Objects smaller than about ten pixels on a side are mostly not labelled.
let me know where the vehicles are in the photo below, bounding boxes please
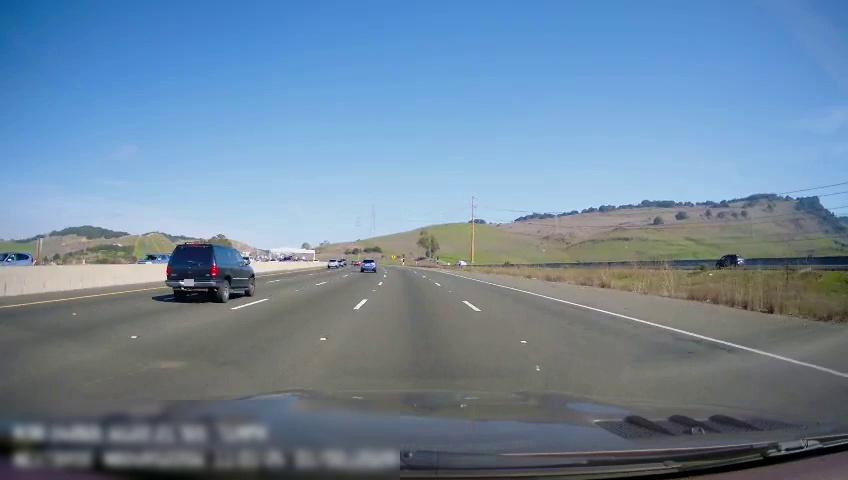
[715,254,745,270]
[241,256,256,264]
[136,253,171,265]
[327,259,339,269]
[0,251,35,269]
[456,260,468,267]
[360,258,377,273]
[164,242,257,304]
